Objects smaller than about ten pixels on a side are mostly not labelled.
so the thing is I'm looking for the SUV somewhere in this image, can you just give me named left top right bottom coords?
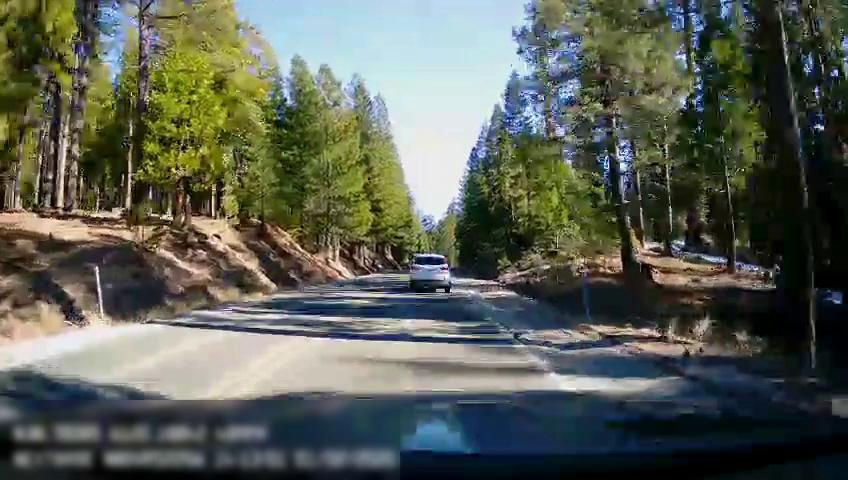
left=407, top=253, right=451, bottom=294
